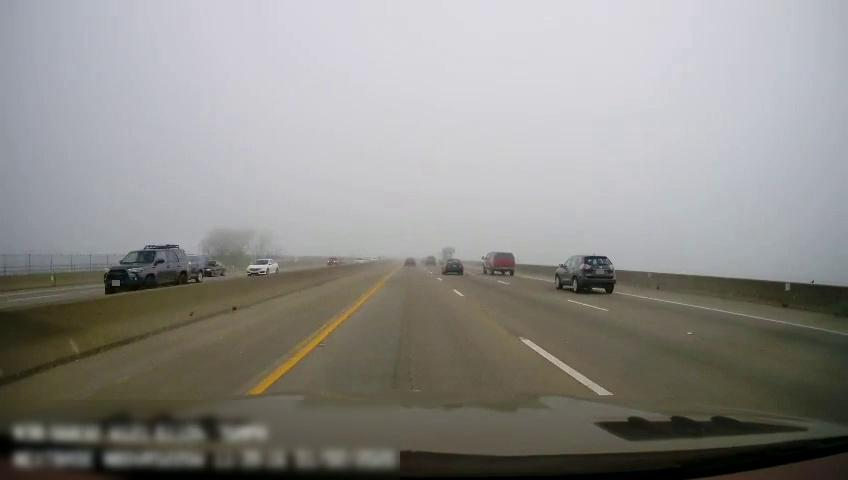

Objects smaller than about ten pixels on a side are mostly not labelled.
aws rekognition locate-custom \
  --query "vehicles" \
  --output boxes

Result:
[181,253,204,284]
[246,258,280,277]
[351,257,367,265]
[440,259,464,276]
[438,247,456,266]
[102,243,193,296]
[404,256,416,266]
[481,251,517,277]
[327,256,340,266]
[199,259,226,278]
[423,255,437,266]
[553,254,617,294]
